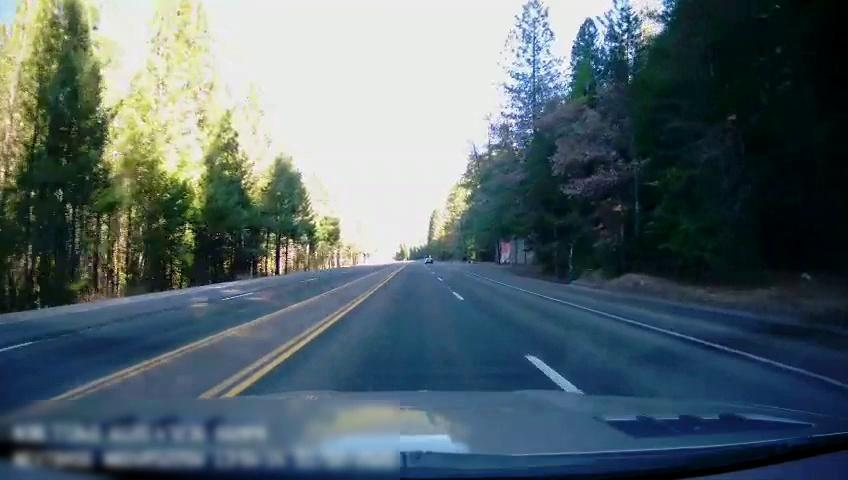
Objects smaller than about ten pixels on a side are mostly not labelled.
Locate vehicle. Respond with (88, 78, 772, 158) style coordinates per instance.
(421, 255, 433, 265)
